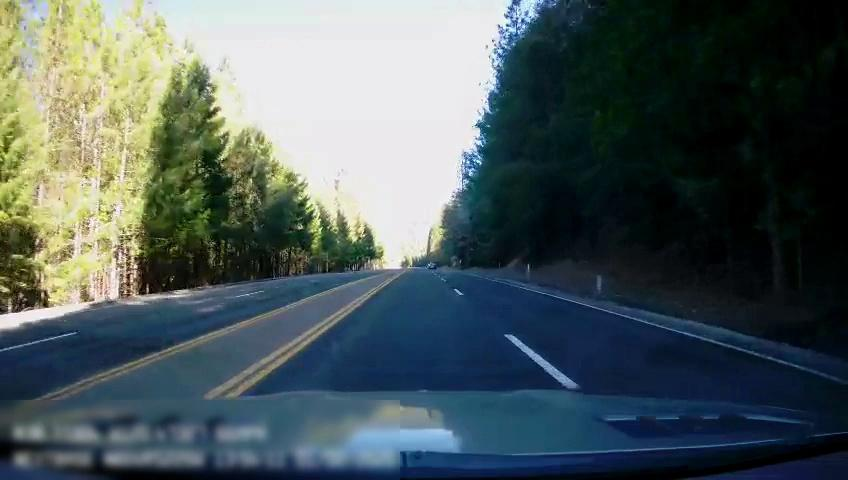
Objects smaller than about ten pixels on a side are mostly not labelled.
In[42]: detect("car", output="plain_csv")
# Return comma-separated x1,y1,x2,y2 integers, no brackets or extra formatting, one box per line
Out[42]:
424,262,438,272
